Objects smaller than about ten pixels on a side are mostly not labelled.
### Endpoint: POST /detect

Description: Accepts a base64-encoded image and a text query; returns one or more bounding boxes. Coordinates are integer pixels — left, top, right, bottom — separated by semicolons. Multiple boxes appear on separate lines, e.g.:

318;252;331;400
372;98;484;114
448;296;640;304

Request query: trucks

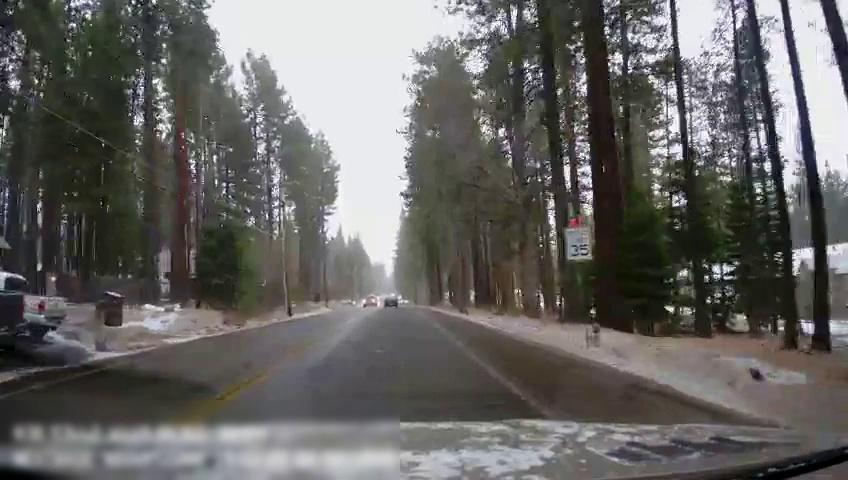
0;290;66;344
362;296;382;309
0;272;30;295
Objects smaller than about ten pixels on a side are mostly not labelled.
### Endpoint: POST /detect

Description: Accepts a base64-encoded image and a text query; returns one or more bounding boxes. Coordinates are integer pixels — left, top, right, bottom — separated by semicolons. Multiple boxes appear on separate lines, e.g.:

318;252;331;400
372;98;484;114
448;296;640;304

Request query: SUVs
384;296;400;307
